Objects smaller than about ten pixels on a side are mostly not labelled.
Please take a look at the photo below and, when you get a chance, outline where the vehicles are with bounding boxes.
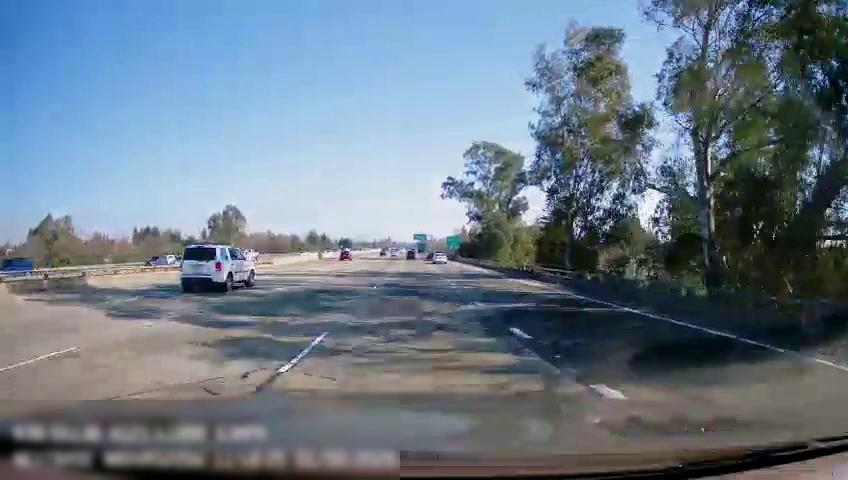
[0,255,32,278]
[144,256,168,267]
[166,254,177,265]
[178,244,258,295]
[431,252,449,264]
[406,251,417,260]
[338,250,354,262]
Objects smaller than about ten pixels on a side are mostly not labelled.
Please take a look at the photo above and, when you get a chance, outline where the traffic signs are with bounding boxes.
[415,234,427,242]
[447,236,459,249]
